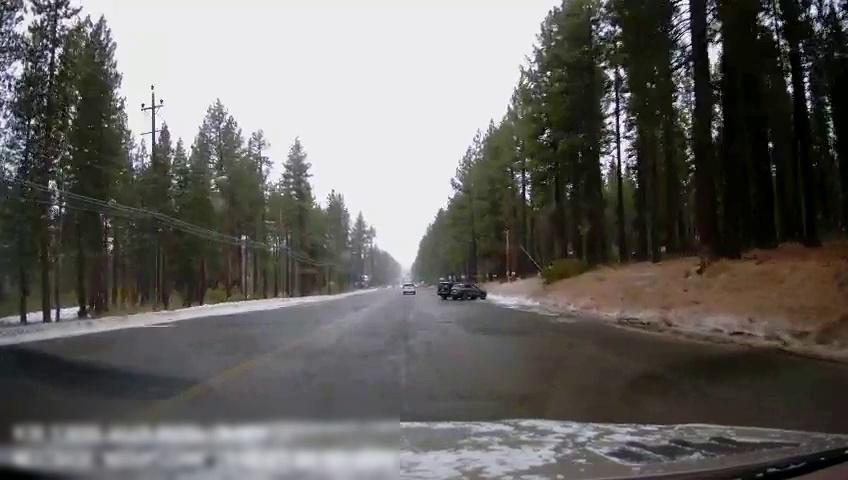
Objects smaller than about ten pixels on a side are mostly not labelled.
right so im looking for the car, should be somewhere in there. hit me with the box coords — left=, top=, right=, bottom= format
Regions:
left=452, top=282, right=487, bottom=301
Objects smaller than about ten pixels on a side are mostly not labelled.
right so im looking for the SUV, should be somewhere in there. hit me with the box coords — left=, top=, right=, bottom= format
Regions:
left=437, top=282, right=455, bottom=300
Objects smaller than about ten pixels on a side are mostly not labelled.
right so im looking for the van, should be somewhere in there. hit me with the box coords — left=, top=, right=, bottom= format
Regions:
left=401, top=282, right=416, bottom=295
